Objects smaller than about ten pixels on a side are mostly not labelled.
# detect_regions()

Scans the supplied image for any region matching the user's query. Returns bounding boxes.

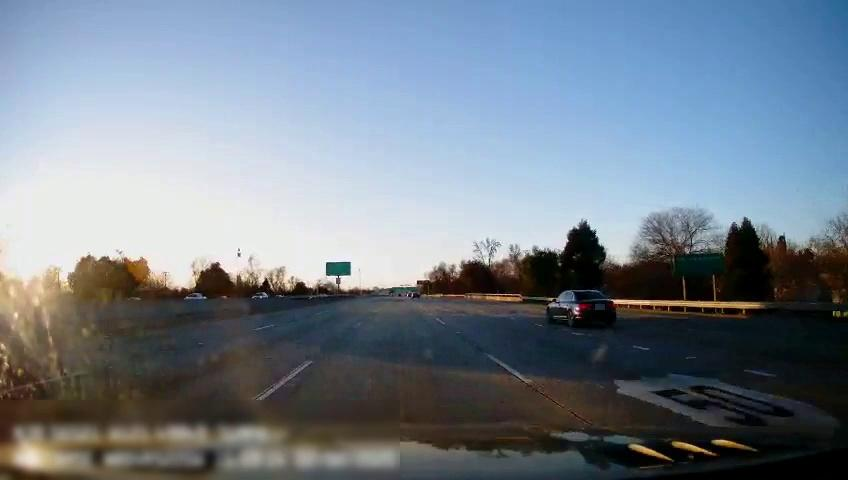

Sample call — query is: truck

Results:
[185,293,207,300]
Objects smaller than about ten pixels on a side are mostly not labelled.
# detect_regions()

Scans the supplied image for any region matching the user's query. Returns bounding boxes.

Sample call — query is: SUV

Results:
[252,292,268,300]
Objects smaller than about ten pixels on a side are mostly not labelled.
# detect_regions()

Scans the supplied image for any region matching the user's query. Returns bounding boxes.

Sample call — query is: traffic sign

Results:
[674,252,721,275]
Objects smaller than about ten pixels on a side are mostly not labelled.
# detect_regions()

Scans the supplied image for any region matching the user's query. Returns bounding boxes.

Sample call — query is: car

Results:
[546,289,617,330]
